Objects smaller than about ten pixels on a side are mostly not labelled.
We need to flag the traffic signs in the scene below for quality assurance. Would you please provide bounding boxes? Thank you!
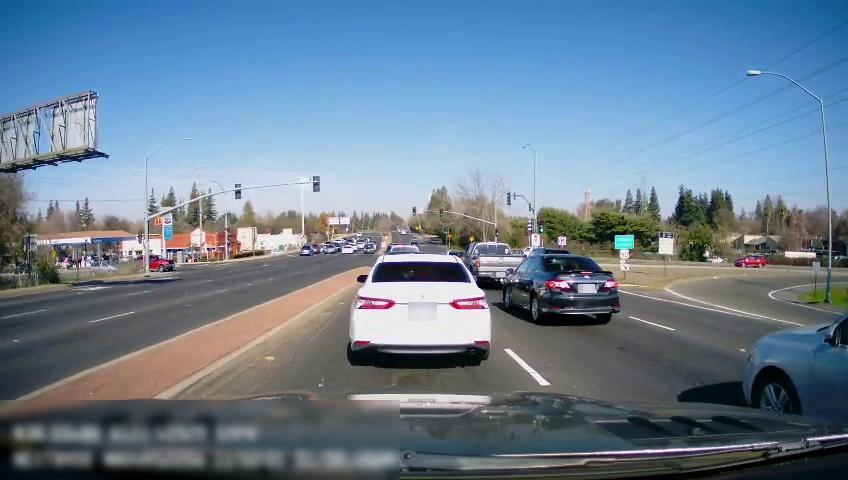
[614,234,635,249]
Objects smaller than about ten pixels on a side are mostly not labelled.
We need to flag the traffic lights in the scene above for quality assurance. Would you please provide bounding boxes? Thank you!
[537,224,543,236]
[527,221,533,234]
[137,232,143,245]
[313,176,321,192]
[235,183,242,199]
[505,192,511,206]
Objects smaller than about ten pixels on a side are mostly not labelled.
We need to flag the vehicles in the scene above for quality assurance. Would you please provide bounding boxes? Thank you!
[86,261,117,277]
[501,253,622,325]
[363,244,376,255]
[346,254,492,366]
[465,241,528,290]
[735,255,768,268]
[705,255,724,264]
[299,245,314,257]
[132,254,175,273]
[737,312,848,419]
[531,247,568,256]
[448,249,467,265]
[387,245,419,256]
